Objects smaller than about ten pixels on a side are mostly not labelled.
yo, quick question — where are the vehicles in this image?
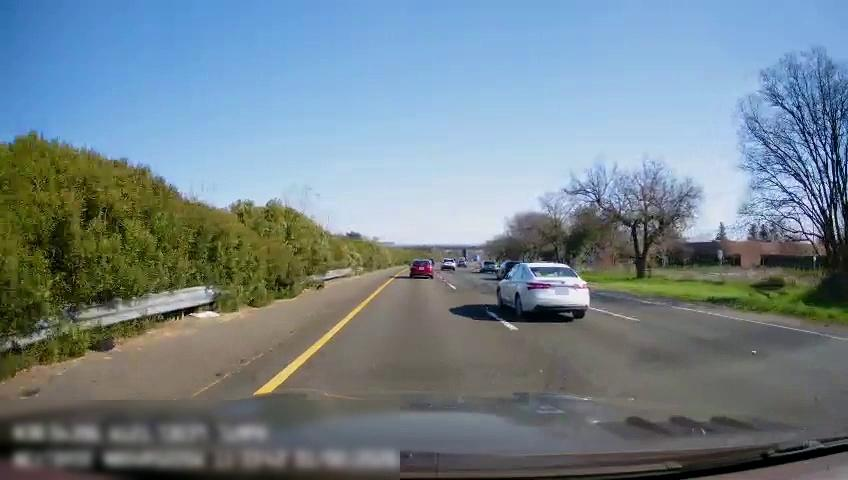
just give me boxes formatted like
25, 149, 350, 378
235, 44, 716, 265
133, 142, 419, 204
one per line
408, 258, 434, 279
496, 261, 591, 321
500, 261, 530, 281
440, 256, 456, 271
480, 260, 498, 272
